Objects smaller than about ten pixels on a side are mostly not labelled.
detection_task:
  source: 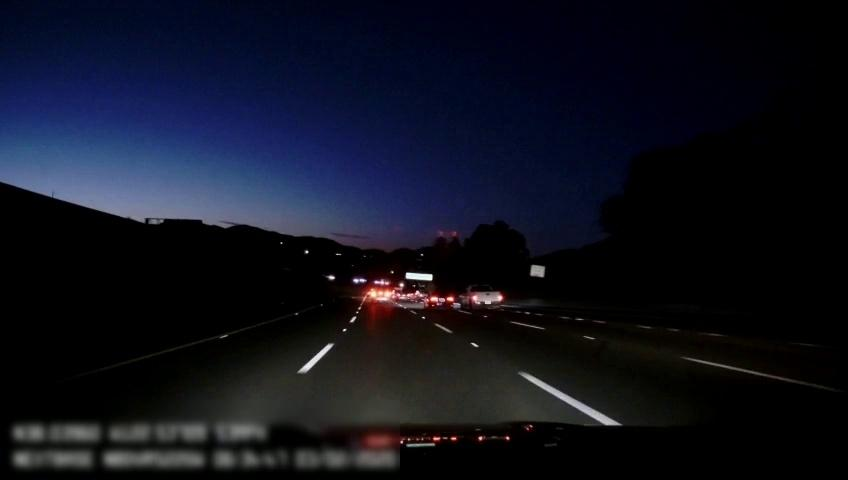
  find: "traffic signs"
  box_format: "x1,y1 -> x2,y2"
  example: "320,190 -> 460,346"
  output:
530,264 -> 545,278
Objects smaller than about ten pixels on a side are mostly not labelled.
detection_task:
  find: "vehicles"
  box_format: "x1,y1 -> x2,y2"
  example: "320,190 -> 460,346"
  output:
422,289 -> 455,312
368,285 -> 391,303
396,289 -> 411,303
459,283 -> 503,315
